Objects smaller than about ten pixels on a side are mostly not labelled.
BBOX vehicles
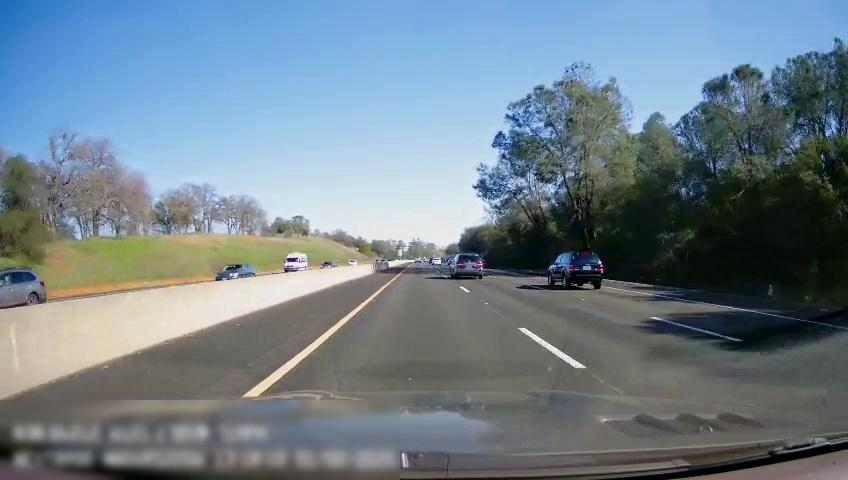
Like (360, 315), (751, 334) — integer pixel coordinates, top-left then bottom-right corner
(546, 248), (604, 291)
(319, 261), (337, 269)
(431, 257), (442, 266)
(214, 263), (256, 282)
(284, 252), (309, 273)
(449, 253), (484, 280)
(0, 269), (49, 308)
